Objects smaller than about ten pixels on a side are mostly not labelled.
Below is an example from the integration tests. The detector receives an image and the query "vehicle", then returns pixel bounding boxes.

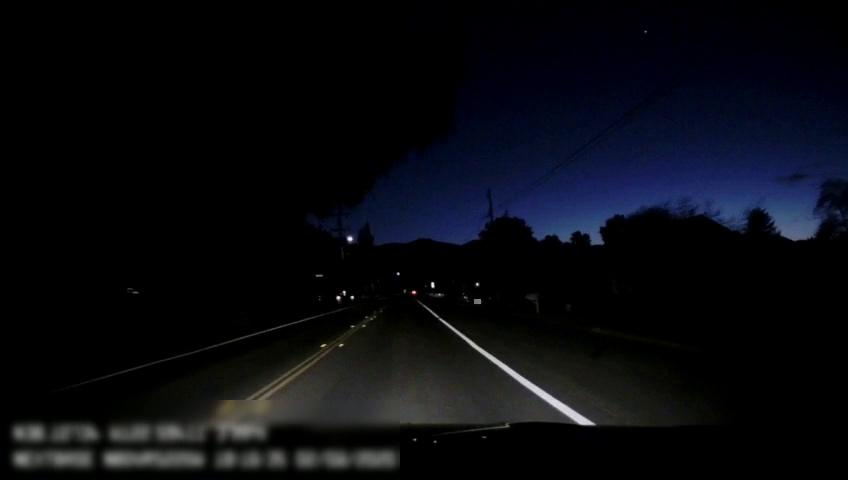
[458,288,493,308]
